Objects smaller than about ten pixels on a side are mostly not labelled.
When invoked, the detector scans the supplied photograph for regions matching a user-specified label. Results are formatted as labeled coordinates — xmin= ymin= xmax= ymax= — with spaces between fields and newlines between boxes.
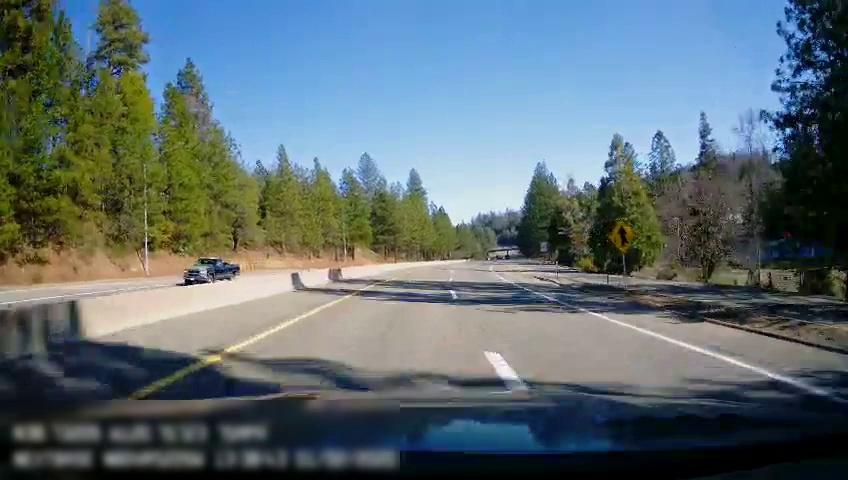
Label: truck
xmin=183 ymin=256 xmax=241 ymax=287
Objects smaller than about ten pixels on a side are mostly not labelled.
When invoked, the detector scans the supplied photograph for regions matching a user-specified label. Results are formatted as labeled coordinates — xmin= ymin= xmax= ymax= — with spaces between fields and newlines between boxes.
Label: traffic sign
xmin=608 ymin=222 xmax=637 ymax=253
